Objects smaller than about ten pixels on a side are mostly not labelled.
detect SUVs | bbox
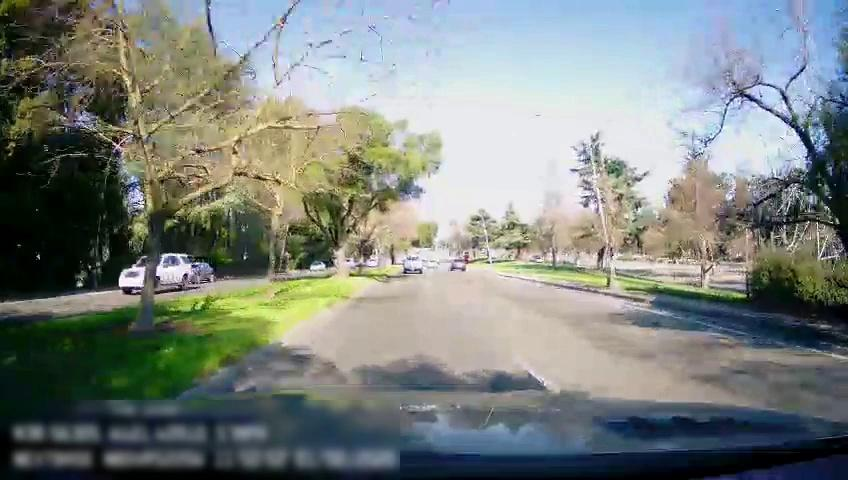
[118,252,193,297]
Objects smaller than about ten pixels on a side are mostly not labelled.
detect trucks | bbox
[402,256,423,275]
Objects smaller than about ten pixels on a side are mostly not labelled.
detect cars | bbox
[448,256,465,271]
[190,261,216,285]
[310,260,326,273]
